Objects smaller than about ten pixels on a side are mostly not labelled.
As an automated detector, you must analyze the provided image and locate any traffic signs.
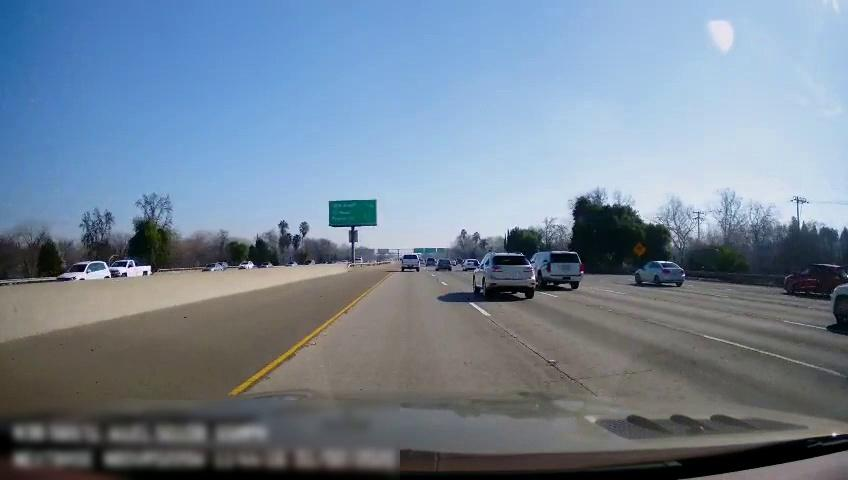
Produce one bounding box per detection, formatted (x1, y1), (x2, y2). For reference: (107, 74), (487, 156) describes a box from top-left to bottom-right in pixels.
(328, 199), (378, 228)
(348, 229), (359, 243)
(425, 247), (437, 254)
(377, 248), (390, 254)
(633, 240), (647, 257)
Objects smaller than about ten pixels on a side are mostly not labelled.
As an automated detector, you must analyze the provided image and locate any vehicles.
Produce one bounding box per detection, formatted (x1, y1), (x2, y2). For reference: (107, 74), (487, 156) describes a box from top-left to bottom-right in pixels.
(462, 258), (479, 272)
(634, 259), (687, 287)
(425, 257), (436, 267)
(258, 261), (273, 269)
(201, 262), (225, 273)
(237, 260), (255, 271)
(782, 263), (848, 295)
(434, 258), (452, 272)
(527, 250), (585, 290)
(398, 254), (421, 272)
(830, 282), (848, 326)
(55, 260), (112, 282)
(472, 249), (537, 300)
(107, 259), (152, 280)
(286, 261), (299, 267)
